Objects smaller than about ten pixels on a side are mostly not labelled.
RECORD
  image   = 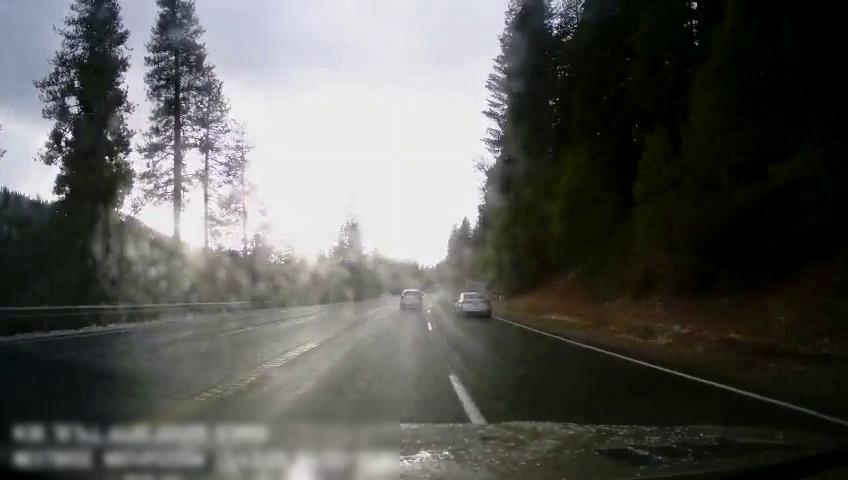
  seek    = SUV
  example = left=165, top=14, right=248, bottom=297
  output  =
left=399, top=288, right=425, bottom=311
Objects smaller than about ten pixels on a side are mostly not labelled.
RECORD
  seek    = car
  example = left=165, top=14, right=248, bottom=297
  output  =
left=452, top=291, right=492, bottom=318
